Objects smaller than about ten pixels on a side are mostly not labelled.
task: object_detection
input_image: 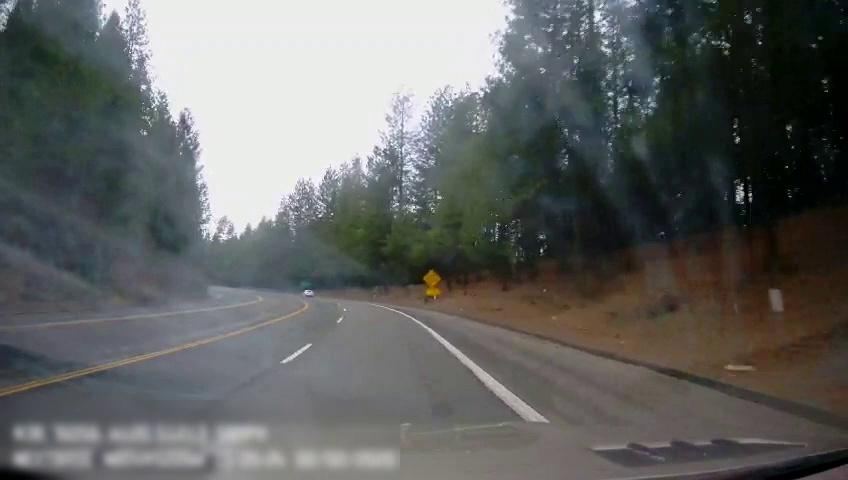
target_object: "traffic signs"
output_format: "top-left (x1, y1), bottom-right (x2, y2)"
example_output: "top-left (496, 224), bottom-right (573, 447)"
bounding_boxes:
top-left (426, 288), bottom-right (441, 296)
top-left (422, 269), bottom-right (441, 288)
top-left (300, 280), bottom-right (312, 289)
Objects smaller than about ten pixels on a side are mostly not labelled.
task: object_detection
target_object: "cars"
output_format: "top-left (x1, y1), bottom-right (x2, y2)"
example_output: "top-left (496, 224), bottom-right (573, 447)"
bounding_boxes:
top-left (303, 289), bottom-right (315, 298)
